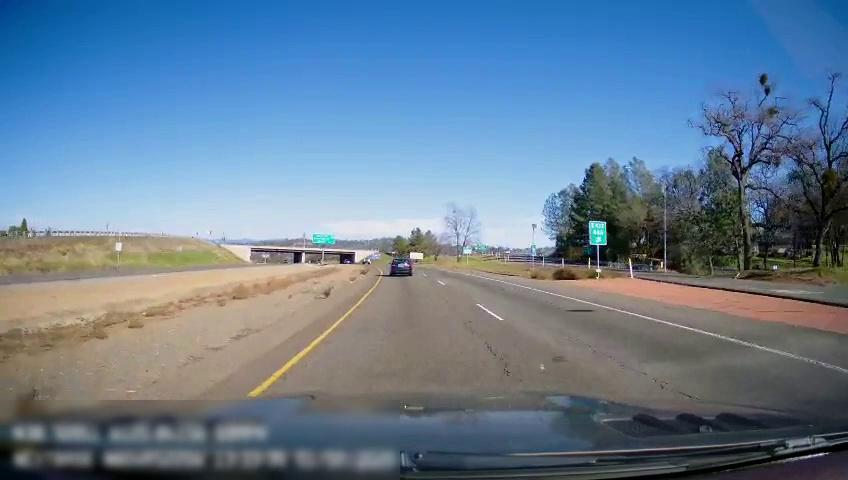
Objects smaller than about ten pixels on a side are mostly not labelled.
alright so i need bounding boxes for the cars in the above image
[389,256,414,277]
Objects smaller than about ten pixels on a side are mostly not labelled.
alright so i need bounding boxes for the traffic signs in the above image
[588,221,607,246]
[462,245,474,255]
[311,232,337,247]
